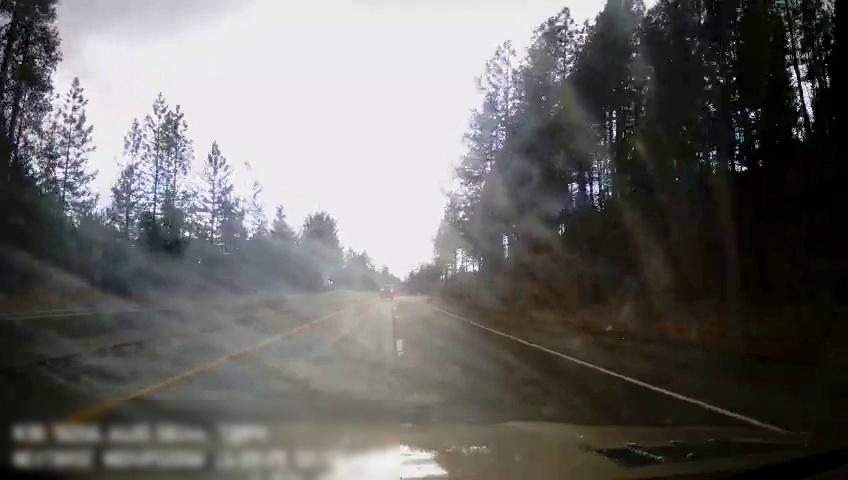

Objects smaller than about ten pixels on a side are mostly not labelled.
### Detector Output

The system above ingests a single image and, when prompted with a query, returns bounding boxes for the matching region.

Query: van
[380,283,395,299]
